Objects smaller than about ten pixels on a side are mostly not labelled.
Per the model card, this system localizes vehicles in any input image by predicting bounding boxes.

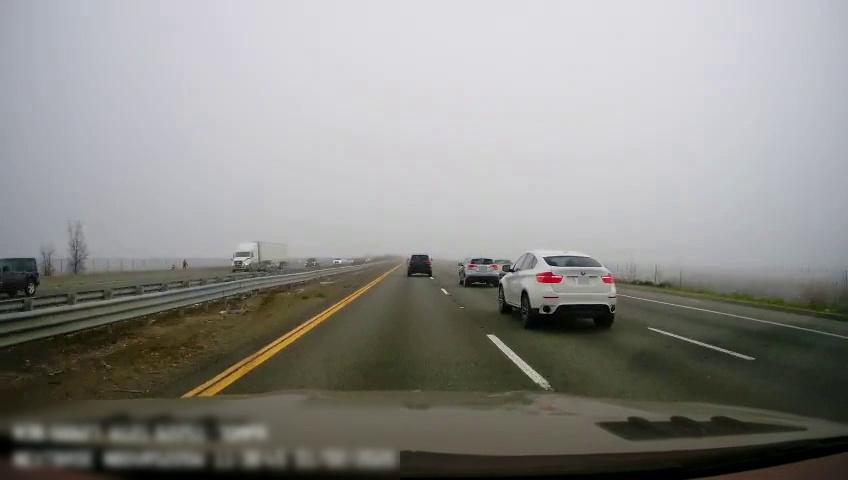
[496,249,619,330]
[304,257,321,268]
[0,257,41,298]
[456,256,502,289]
[332,256,344,265]
[406,254,434,278]
[490,258,517,281]
[230,240,290,274]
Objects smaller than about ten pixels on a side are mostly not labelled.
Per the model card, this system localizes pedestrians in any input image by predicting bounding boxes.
[182,258,189,269]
